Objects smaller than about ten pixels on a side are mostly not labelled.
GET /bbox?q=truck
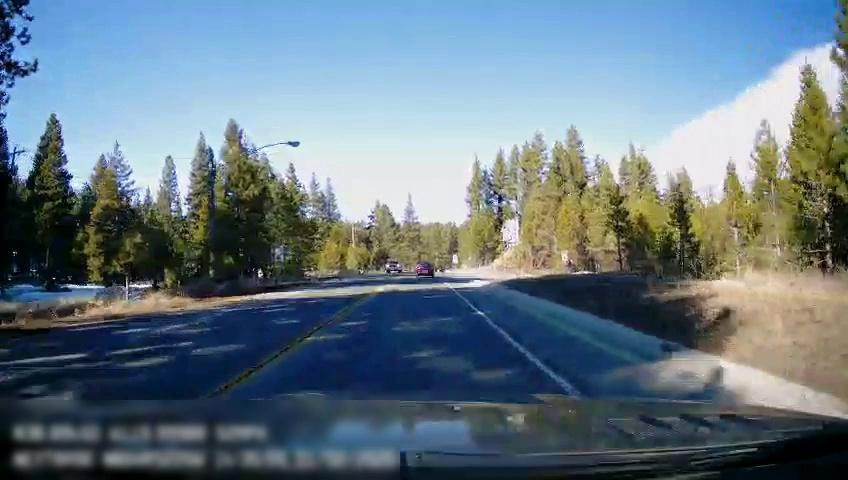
[385,261,402,274]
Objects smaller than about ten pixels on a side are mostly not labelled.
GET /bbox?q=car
[416,262,435,278]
